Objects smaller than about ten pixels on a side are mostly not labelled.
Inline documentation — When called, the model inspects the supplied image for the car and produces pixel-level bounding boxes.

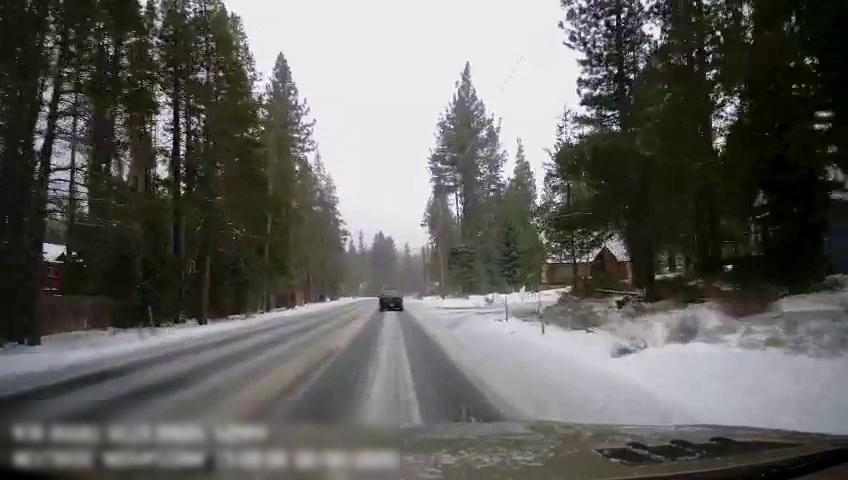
[377,289,405,312]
